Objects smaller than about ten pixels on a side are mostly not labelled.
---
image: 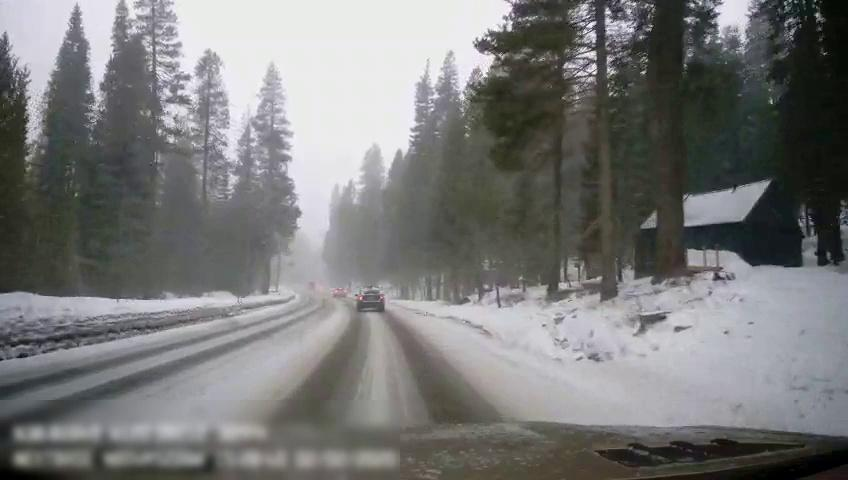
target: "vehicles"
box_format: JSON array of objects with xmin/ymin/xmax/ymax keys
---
[
  {"xmin": 354, "ymin": 286, "xmax": 385, "ymax": 313},
  {"xmin": 332, "ymin": 287, "xmax": 347, "ymax": 298}
]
